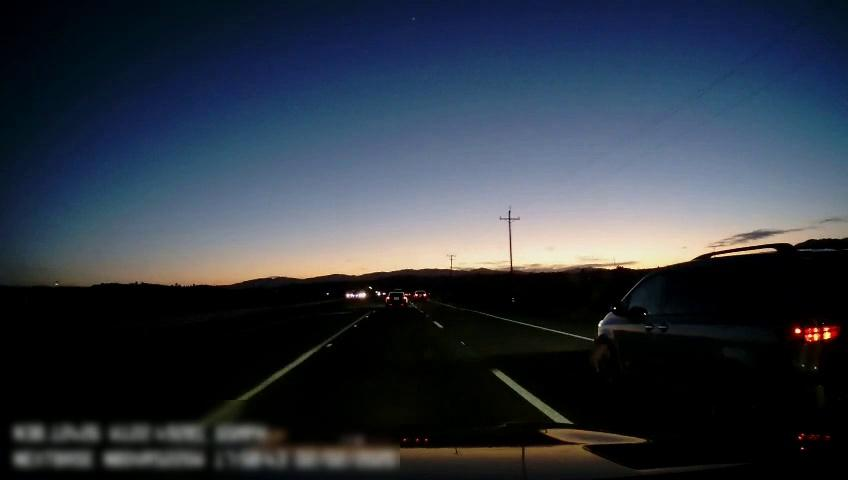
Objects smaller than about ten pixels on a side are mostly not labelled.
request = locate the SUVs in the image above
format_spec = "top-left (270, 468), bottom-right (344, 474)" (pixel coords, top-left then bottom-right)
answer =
top-left (385, 291), bottom-right (408, 310)
top-left (412, 290), bottom-right (428, 302)
top-left (595, 247), bottom-right (848, 427)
